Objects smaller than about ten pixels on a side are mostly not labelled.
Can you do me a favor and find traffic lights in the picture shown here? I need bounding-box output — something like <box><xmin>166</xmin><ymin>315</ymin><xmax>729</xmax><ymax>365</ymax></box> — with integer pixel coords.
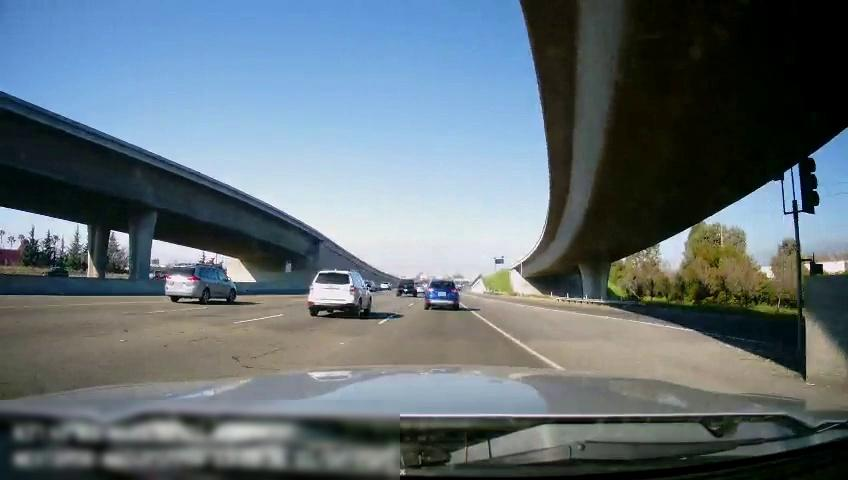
<box><xmin>809</xmin><ymin>261</ymin><xmax>824</xmax><ymax>277</ymax></box>
<box><xmin>799</xmin><ymin>156</ymin><xmax>820</xmax><ymax>215</ymax></box>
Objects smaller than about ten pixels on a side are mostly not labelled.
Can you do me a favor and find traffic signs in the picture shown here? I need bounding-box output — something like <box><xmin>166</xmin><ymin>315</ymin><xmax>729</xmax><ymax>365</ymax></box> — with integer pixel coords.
<box><xmin>284</xmin><ymin>260</ymin><xmax>292</xmax><ymax>273</ymax></box>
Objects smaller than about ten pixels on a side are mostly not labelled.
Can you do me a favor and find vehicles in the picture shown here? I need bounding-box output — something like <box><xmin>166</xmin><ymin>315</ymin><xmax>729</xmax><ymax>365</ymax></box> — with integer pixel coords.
<box><xmin>361</xmin><ymin>279</ymin><xmax>378</xmax><ymax>293</ymax></box>
<box><xmin>41</xmin><ymin>266</ymin><xmax>69</xmax><ymax>278</ymax></box>
<box><xmin>379</xmin><ymin>281</ymin><xmax>393</xmax><ymax>291</ymax></box>
<box><xmin>163</xmin><ymin>263</ymin><xmax>239</xmax><ymax>305</ymax></box>
<box><xmin>424</xmin><ymin>279</ymin><xmax>462</xmax><ymax>311</ymax></box>
<box><xmin>396</xmin><ymin>278</ymin><xmax>419</xmax><ymax>298</ymax></box>
<box><xmin>306</xmin><ymin>268</ymin><xmax>372</xmax><ymax>318</ymax></box>
<box><xmin>413</xmin><ymin>285</ymin><xmax>425</xmax><ymax>295</ymax></box>
<box><xmin>148</xmin><ymin>269</ymin><xmax>167</xmax><ymax>281</ymax></box>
